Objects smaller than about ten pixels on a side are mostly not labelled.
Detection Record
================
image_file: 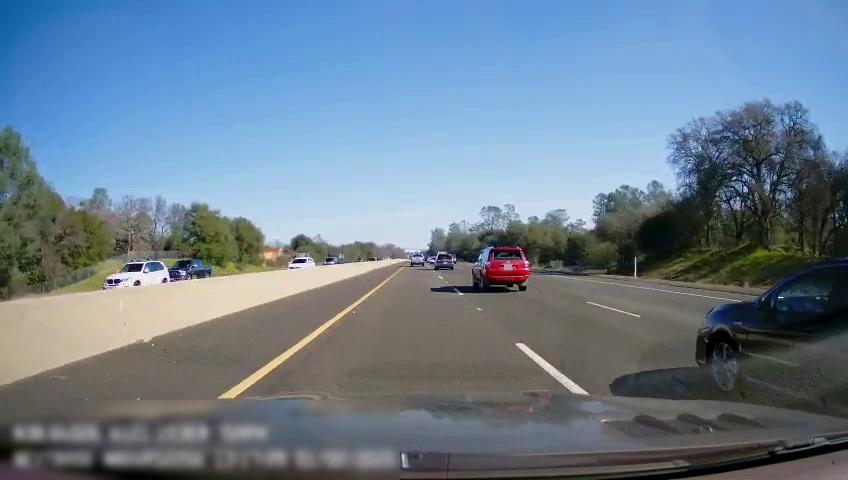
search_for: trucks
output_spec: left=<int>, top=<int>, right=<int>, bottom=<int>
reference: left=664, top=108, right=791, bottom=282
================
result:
left=411, top=254, right=424, bottom=267
left=164, top=258, right=212, bottom=282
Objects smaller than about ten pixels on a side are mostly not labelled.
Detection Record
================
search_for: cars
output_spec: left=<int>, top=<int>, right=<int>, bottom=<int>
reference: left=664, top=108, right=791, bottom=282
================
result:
left=694, top=258, right=848, bottom=419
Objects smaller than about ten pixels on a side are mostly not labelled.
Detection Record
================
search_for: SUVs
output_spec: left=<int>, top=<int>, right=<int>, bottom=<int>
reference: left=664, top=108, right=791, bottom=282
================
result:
left=471, top=247, right=530, bottom=293
left=322, top=256, right=342, bottom=266
left=103, top=260, right=171, bottom=290
left=287, top=256, right=315, bottom=270
left=434, top=254, right=454, bottom=270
